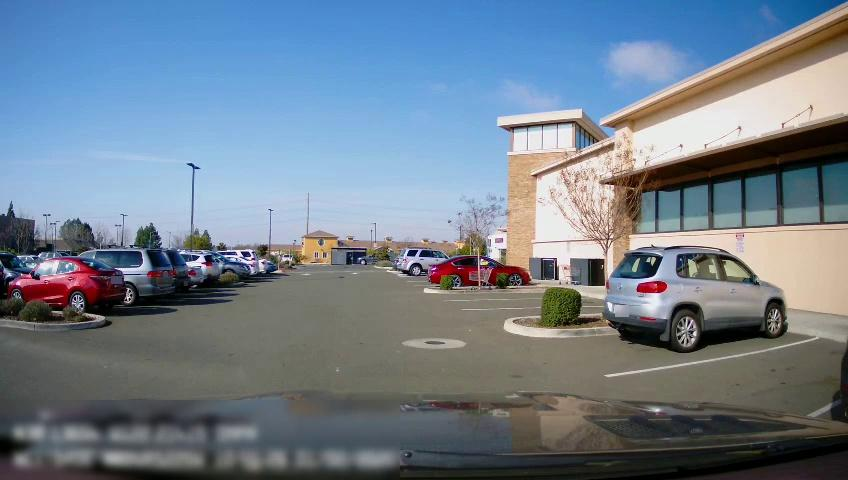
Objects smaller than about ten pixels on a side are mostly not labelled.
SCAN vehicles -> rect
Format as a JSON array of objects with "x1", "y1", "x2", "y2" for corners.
[
  {"x1": 395, "y1": 248, "x2": 452, "y2": 277},
  {"x1": 210, "y1": 252, "x2": 254, "y2": 280},
  {"x1": 78, "y1": 249, "x2": 177, "y2": 308},
  {"x1": 167, "y1": 250, "x2": 194, "y2": 293},
  {"x1": 224, "y1": 255, "x2": 259, "y2": 278},
  {"x1": 281, "y1": 254, "x2": 295, "y2": 266},
  {"x1": 268, "y1": 261, "x2": 280, "y2": 274},
  {"x1": 259, "y1": 258, "x2": 270, "y2": 277},
  {"x1": 7, "y1": 257, "x2": 126, "y2": 314},
  {"x1": 182, "y1": 252, "x2": 224, "y2": 281},
  {"x1": 0, "y1": 251, "x2": 35, "y2": 296},
  {"x1": 187, "y1": 266, "x2": 205, "y2": 288},
  {"x1": 603, "y1": 246, "x2": 789, "y2": 354},
  {"x1": 217, "y1": 250, "x2": 262, "y2": 273},
  {"x1": 429, "y1": 256, "x2": 532, "y2": 289},
  {"x1": 357, "y1": 252, "x2": 386, "y2": 265}
]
